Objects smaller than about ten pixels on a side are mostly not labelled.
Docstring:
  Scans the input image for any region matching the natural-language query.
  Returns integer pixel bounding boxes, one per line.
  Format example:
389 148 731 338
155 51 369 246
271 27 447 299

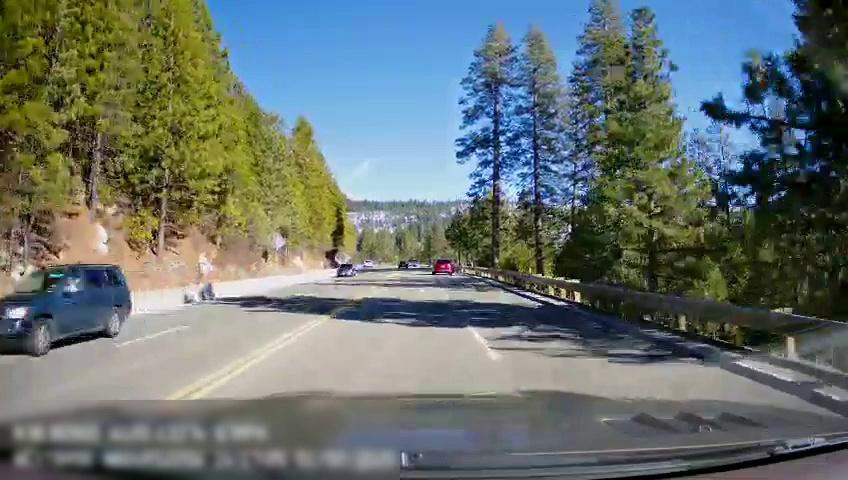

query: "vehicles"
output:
398 260 409 270
0 262 134 358
337 263 355 277
431 258 455 276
